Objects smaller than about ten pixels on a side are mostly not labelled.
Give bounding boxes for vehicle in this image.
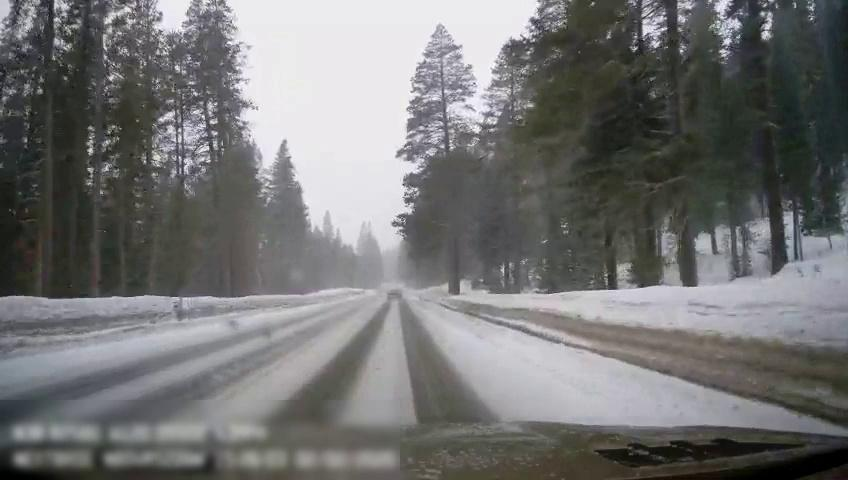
[386,287,400,300]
